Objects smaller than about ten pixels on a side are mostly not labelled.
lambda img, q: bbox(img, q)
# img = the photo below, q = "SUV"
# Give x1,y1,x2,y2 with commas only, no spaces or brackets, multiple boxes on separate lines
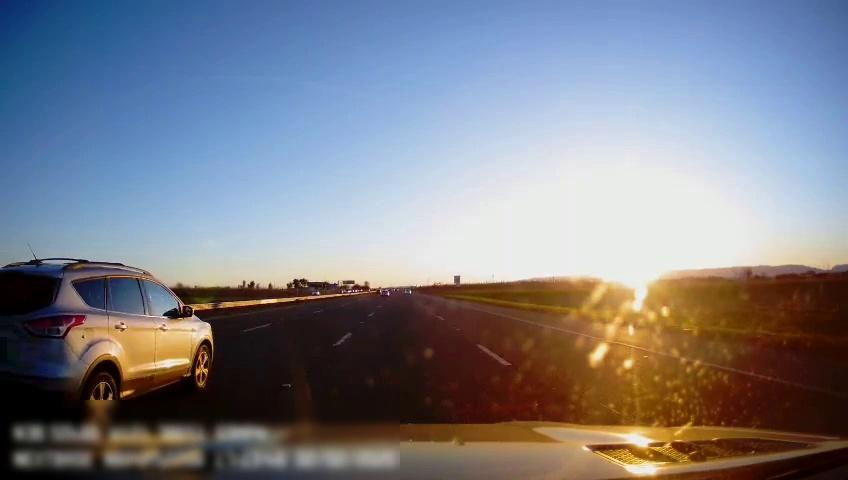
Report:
0,257,215,437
